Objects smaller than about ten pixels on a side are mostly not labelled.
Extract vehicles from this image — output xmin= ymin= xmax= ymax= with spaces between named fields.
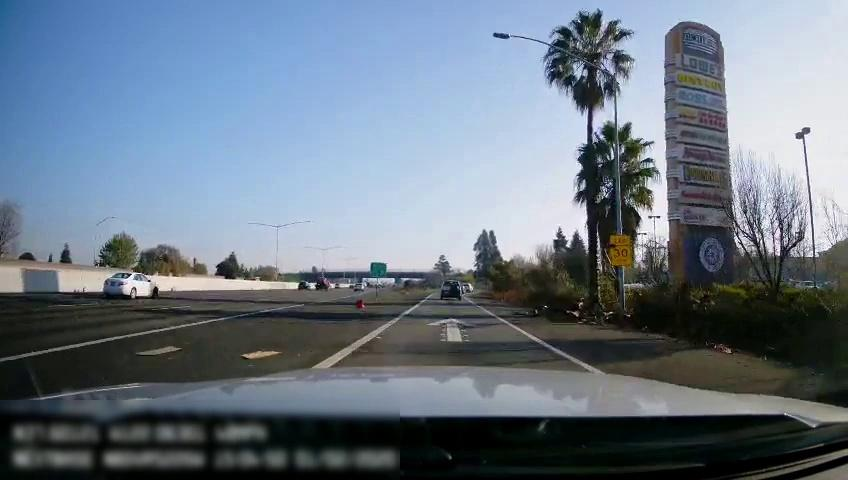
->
xmin=440 ymin=279 xmax=464 ymax=301
xmin=315 ymin=278 xmax=336 ymax=290
xmin=104 ymin=272 xmax=160 ymax=302
xmin=352 ymin=282 xmax=366 ymax=292
xmin=297 ymin=281 xmax=311 ymax=291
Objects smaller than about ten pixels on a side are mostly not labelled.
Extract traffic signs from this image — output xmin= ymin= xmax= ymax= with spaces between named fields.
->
xmin=610 ymin=236 xmax=631 ymax=248
xmin=371 ymin=262 xmax=387 ymax=277
xmin=610 ymin=246 xmax=633 ymax=267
